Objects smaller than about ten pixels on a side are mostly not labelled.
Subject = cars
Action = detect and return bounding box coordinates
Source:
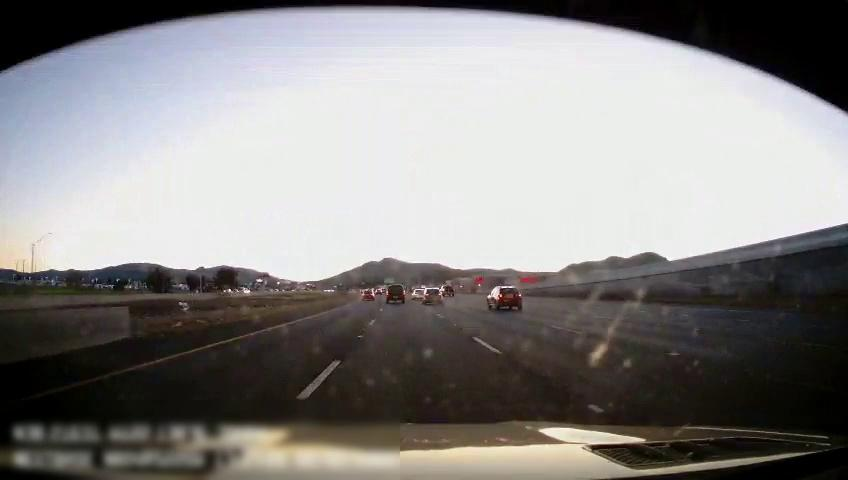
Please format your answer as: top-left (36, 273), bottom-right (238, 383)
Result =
top-left (410, 288), bottom-right (423, 302)
top-left (385, 283), bottom-right (405, 304)
top-left (361, 289), bottom-right (375, 301)
top-left (421, 286), bottom-right (444, 305)
top-left (441, 285), bottom-right (456, 297)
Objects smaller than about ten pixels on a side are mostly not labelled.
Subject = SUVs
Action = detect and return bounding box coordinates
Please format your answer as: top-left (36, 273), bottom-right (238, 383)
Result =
top-left (486, 285), bottom-right (524, 311)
